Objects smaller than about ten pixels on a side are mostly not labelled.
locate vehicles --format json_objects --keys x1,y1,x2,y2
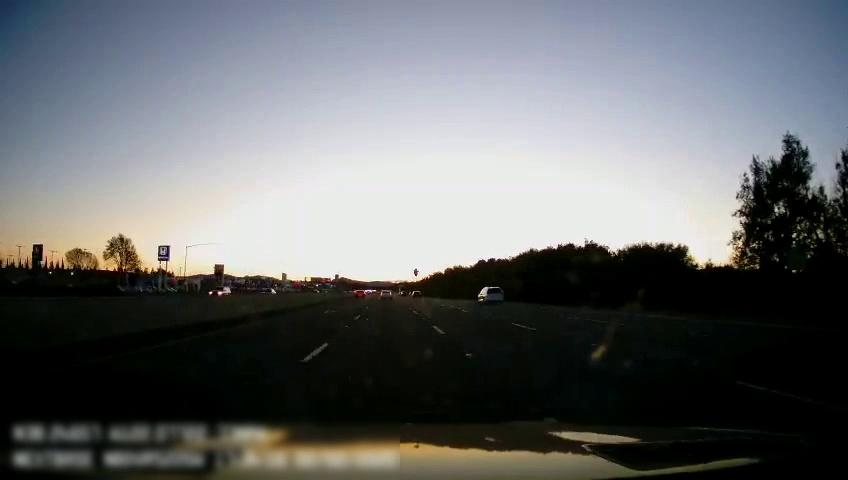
[
  {"x1": 477, "y1": 287, "x2": 504, "y2": 305},
  {"x1": 260, "y1": 288, "x2": 277, "y2": 295},
  {"x1": 208, "y1": 286, "x2": 232, "y2": 297},
  {"x1": 354, "y1": 289, "x2": 366, "y2": 298},
  {"x1": 411, "y1": 291, "x2": 422, "y2": 298},
  {"x1": 380, "y1": 290, "x2": 392, "y2": 300}
]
